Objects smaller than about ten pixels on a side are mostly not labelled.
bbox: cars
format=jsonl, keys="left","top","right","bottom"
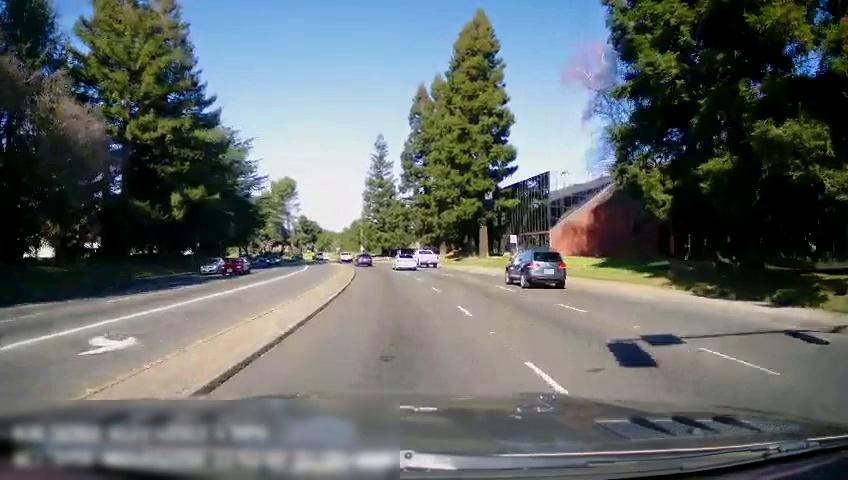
{"left": 391, "top": 253, "right": 417, "bottom": 271}
{"left": 221, "top": 256, "right": 251, "bottom": 279}
{"left": 200, "top": 257, "right": 223, "bottom": 276}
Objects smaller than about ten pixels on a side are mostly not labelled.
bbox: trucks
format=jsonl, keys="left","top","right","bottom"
{"left": 414, "top": 249, "right": 440, "bottom": 268}
{"left": 336, "top": 251, "right": 353, "bottom": 263}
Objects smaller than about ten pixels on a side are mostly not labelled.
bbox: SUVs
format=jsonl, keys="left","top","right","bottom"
{"left": 265, "top": 254, "right": 280, "bottom": 266}
{"left": 504, "top": 248, "right": 568, "bottom": 289}
{"left": 356, "top": 253, "right": 372, "bottom": 267}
